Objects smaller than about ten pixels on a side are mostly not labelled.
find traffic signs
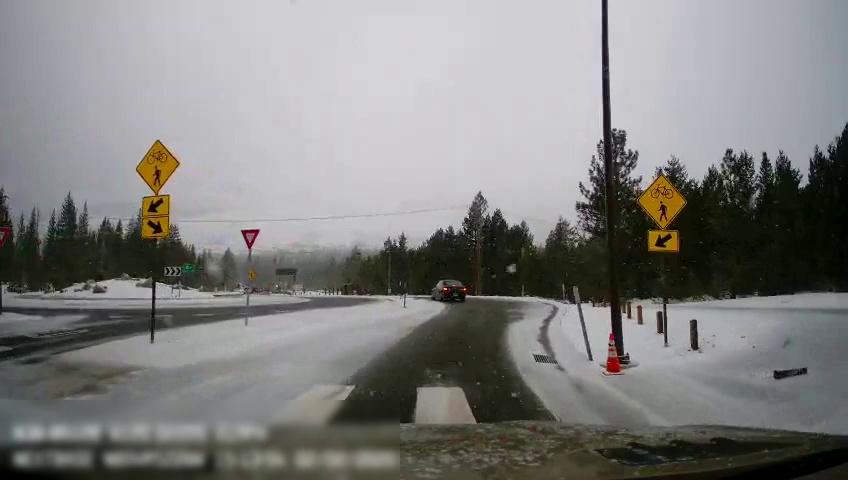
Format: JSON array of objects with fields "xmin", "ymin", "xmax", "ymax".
[
  {"xmin": 647, "ymin": 229, "xmax": 680, "ymax": 252},
  {"xmin": 0, "ymin": 226, "xmax": 13, "ymax": 248},
  {"xmin": 637, "ymin": 173, "xmax": 689, "ymax": 231},
  {"xmin": 183, "ymin": 263, "xmax": 196, "ymax": 273},
  {"xmin": 163, "ymin": 266, "xmax": 183, "ymax": 278},
  {"xmin": 248, "ymin": 270, "xmax": 257, "ymax": 281},
  {"xmin": 141, "ymin": 216, "xmax": 170, "ymax": 239},
  {"xmin": 141, "ymin": 194, "xmax": 170, "ymax": 216},
  {"xmin": 240, "ymin": 228, "xmax": 260, "ymax": 249},
  {"xmin": 135, "ymin": 138, "xmax": 181, "ymax": 195}
]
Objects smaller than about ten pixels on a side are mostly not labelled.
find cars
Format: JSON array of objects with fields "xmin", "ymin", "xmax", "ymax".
[{"xmin": 431, "ymin": 279, "xmax": 467, "ymax": 302}]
